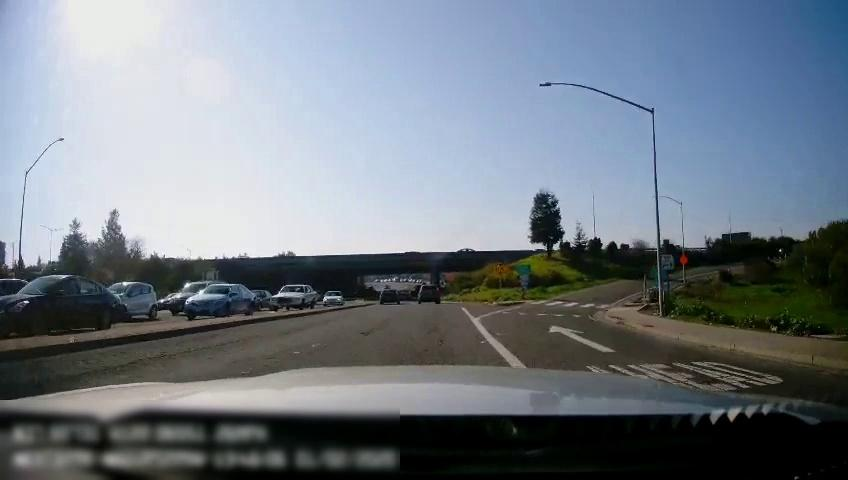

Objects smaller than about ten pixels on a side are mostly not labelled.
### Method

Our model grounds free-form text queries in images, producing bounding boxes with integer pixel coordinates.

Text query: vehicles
[268,284,318,312]
[167,280,224,316]
[183,282,257,320]
[0,273,122,339]
[247,290,275,311]
[322,290,345,307]
[104,281,159,322]
[454,248,475,253]
[379,287,401,305]
[156,292,178,311]
[417,283,441,305]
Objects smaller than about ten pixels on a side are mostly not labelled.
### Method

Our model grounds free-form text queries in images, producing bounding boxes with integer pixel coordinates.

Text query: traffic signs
[495,262,506,275]
[520,273,530,291]
[517,262,531,273]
